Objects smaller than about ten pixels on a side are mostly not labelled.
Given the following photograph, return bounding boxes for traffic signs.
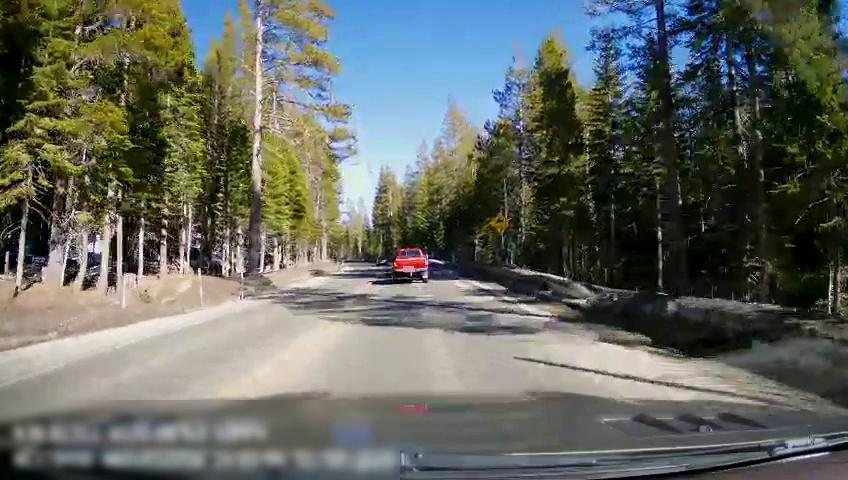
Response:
[489,212,510,235]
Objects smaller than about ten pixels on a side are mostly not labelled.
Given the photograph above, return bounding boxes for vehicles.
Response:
[390,246,430,284]
[374,255,389,267]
